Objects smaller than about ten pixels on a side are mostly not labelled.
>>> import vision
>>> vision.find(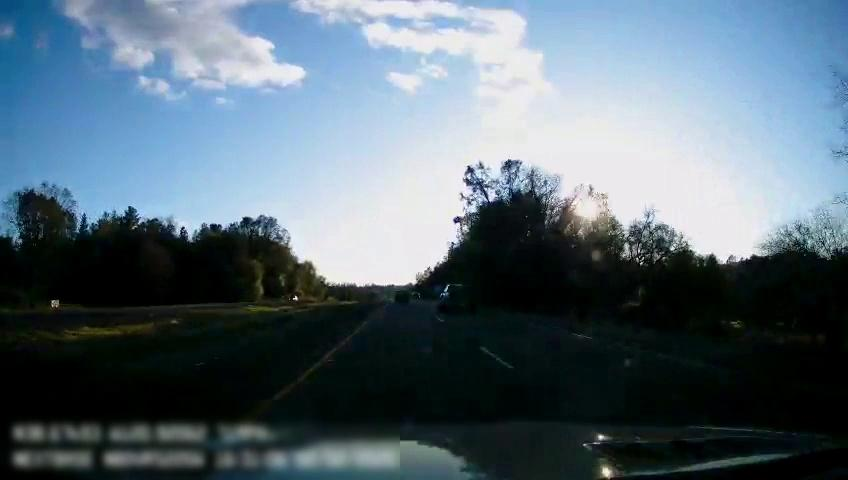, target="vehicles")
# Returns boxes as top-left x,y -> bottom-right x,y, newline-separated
285,293 -> 300,304
439,284 -> 477,314
395,290 -> 409,303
